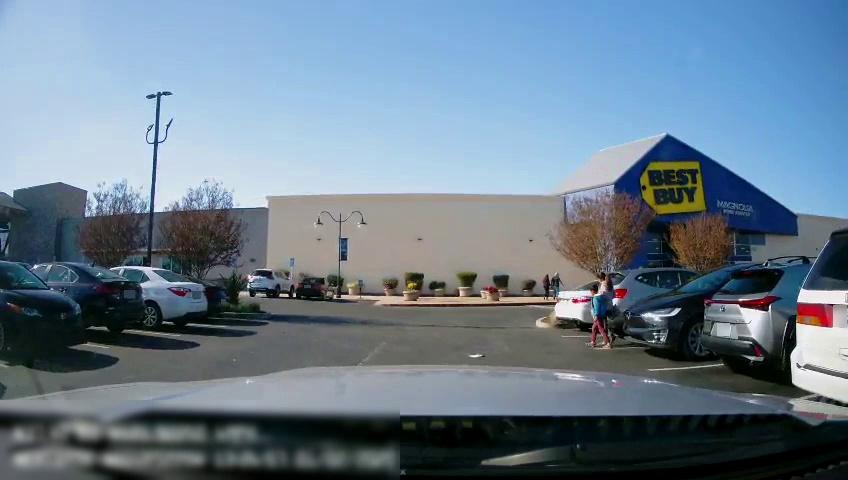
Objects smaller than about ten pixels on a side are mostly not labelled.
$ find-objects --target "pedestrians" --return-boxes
[550,273,561,302]
[596,272,617,348]
[542,273,551,301]
[590,283,613,349]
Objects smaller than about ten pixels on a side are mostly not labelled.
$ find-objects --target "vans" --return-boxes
[790,229,848,405]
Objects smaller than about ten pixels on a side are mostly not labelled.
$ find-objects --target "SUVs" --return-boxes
[594,267,716,337]
[247,269,295,299]
[697,260,848,381]
[623,266,826,363]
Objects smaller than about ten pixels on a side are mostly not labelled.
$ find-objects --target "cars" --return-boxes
[555,279,639,329]
[140,273,223,319]
[17,262,145,338]
[0,261,84,352]
[296,277,335,301]
[90,266,208,331]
